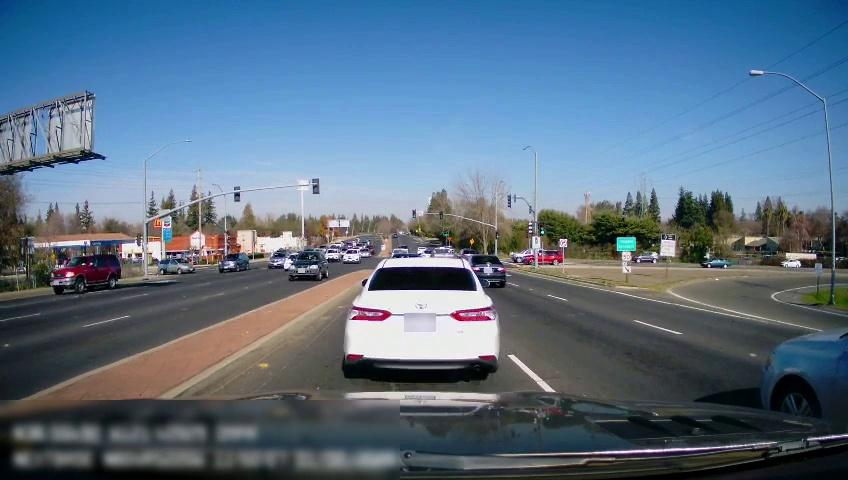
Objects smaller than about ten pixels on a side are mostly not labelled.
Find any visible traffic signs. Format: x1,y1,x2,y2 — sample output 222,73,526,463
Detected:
616,237,637,251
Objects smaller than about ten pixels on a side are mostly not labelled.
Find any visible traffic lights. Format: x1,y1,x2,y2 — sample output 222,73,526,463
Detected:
538,224,544,236
232,185,241,201
506,195,512,209
137,233,143,246
312,177,320,193
529,224,535,237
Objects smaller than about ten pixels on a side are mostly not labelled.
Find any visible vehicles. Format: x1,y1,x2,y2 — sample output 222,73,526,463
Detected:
157,257,194,275
521,249,563,265
324,248,342,263
702,257,730,269
343,248,360,264
284,253,297,272
757,328,848,416
288,252,329,281
341,256,498,380
511,247,544,264
49,254,122,295
466,255,507,289
631,253,657,264
267,248,290,269
779,259,802,269
218,253,249,273
461,248,482,258
391,247,410,255
433,247,458,258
